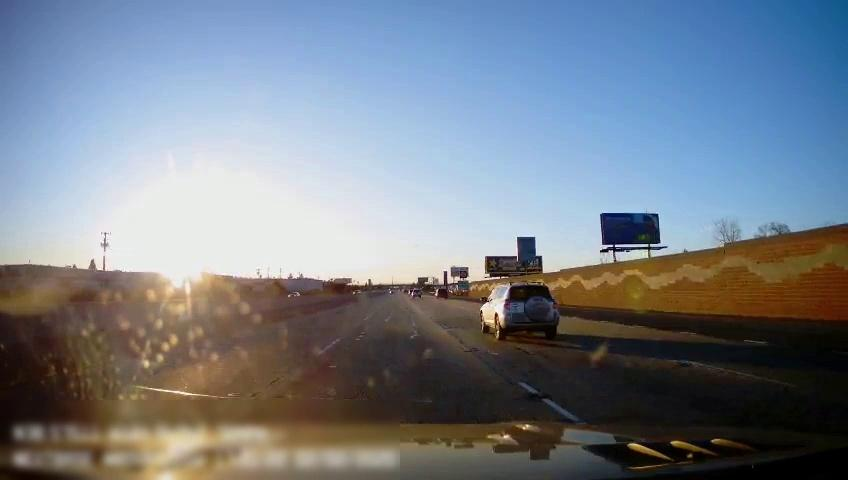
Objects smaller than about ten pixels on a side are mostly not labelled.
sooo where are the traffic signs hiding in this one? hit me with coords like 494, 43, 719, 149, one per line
458, 280, 469, 290
417, 277, 429, 283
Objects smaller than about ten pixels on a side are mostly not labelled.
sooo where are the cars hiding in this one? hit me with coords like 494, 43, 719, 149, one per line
288, 291, 300, 297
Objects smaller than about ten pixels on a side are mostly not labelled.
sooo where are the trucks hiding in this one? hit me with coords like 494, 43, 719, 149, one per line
411, 290, 422, 299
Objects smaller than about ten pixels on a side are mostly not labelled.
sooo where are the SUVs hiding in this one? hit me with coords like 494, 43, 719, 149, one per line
480, 283, 559, 341
434, 288, 448, 299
